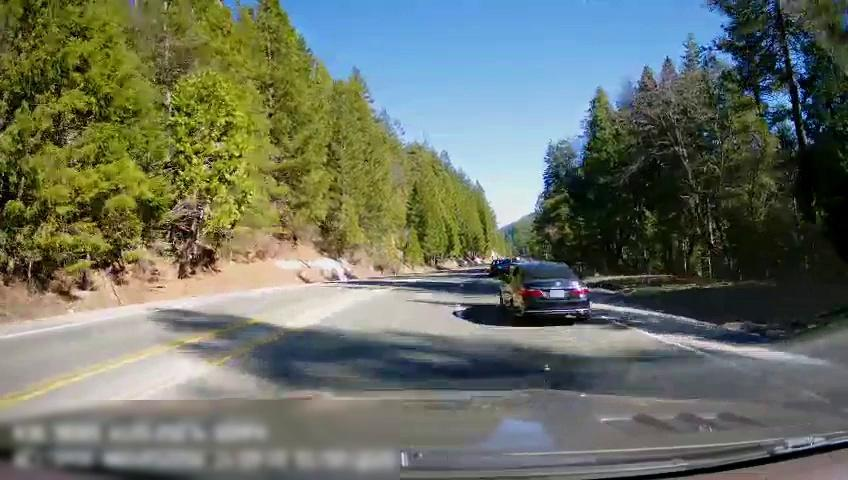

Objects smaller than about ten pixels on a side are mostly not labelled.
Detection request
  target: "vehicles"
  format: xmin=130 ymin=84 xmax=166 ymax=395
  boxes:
xmin=500 ymin=262 xmax=585 ymax=324
xmin=489 ymin=258 xmax=516 ymax=277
